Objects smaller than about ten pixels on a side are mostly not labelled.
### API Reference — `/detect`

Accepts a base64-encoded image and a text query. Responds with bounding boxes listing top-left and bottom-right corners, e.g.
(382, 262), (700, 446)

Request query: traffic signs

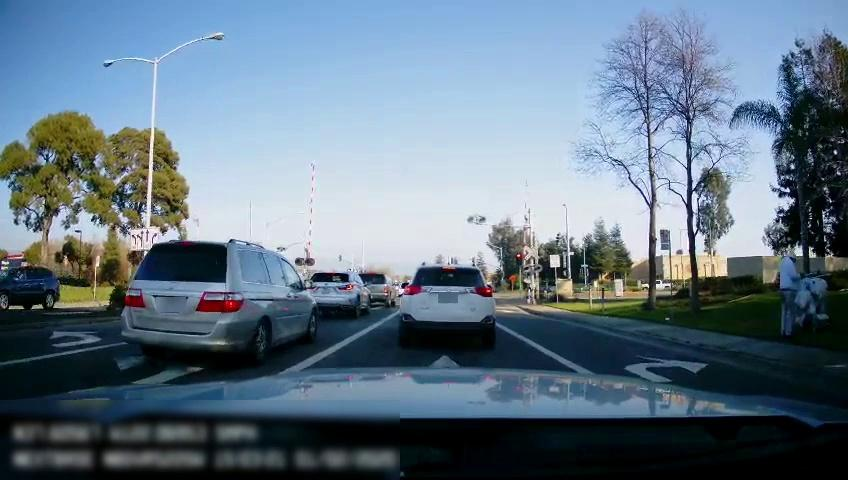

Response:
(126, 226), (161, 251)
(524, 244), (540, 261)
(659, 228), (672, 243)
(660, 242), (672, 251)
(549, 253), (561, 269)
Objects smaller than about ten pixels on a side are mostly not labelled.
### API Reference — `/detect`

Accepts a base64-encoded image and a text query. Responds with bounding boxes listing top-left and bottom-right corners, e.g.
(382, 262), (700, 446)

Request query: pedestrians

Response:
(778, 252), (805, 337)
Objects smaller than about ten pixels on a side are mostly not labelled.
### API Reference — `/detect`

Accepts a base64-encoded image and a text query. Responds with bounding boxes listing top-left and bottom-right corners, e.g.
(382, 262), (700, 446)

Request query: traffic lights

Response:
(304, 257), (316, 267)
(294, 257), (305, 267)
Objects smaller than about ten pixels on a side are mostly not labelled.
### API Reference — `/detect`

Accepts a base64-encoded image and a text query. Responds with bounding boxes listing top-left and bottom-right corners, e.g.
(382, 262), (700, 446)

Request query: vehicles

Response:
(640, 279), (672, 292)
(394, 282), (411, 298)
(356, 272), (397, 308)
(397, 264), (499, 347)
(119, 237), (320, 365)
(306, 271), (371, 317)
(0, 265), (61, 312)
